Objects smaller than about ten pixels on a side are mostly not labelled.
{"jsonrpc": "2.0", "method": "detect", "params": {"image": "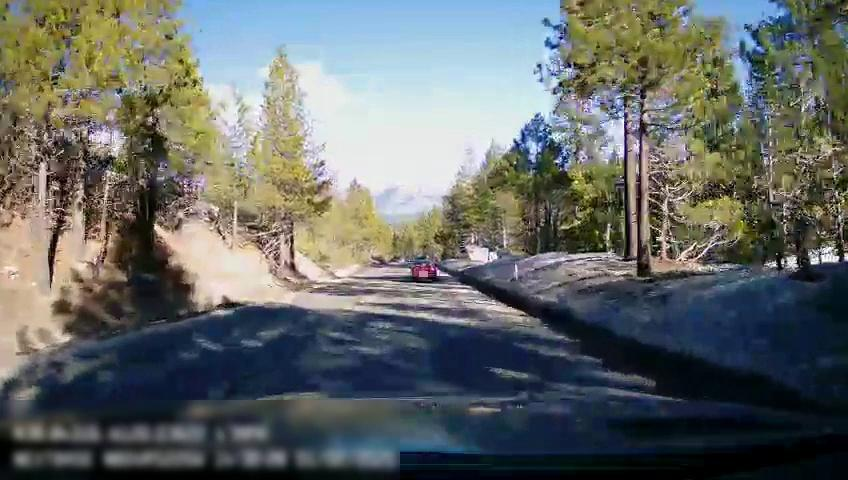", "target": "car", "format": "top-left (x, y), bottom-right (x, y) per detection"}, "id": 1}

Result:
top-left (409, 254), bottom-right (441, 282)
